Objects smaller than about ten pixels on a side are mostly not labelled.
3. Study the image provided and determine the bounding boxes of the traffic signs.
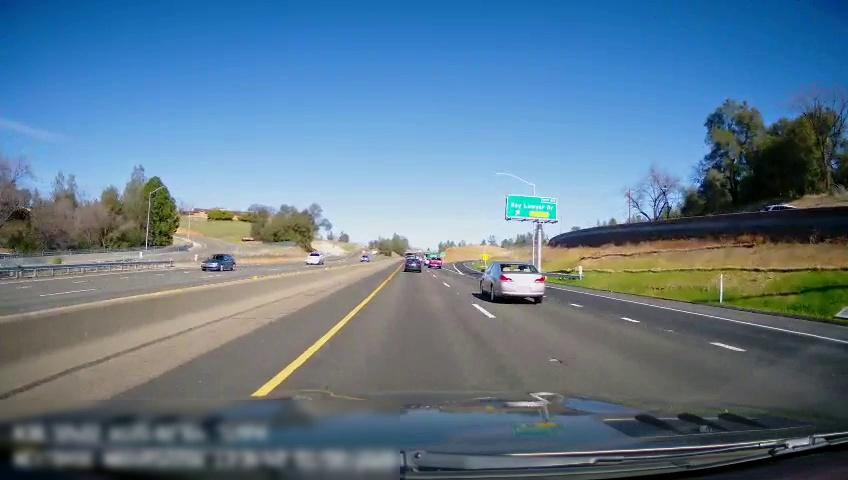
[504,195,558,222]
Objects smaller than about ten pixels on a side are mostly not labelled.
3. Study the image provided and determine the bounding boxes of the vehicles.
[478,261,545,305]
[305,252,325,265]
[402,257,424,273]
[427,255,443,270]
[765,203,800,212]
[200,253,236,272]
[359,255,371,263]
